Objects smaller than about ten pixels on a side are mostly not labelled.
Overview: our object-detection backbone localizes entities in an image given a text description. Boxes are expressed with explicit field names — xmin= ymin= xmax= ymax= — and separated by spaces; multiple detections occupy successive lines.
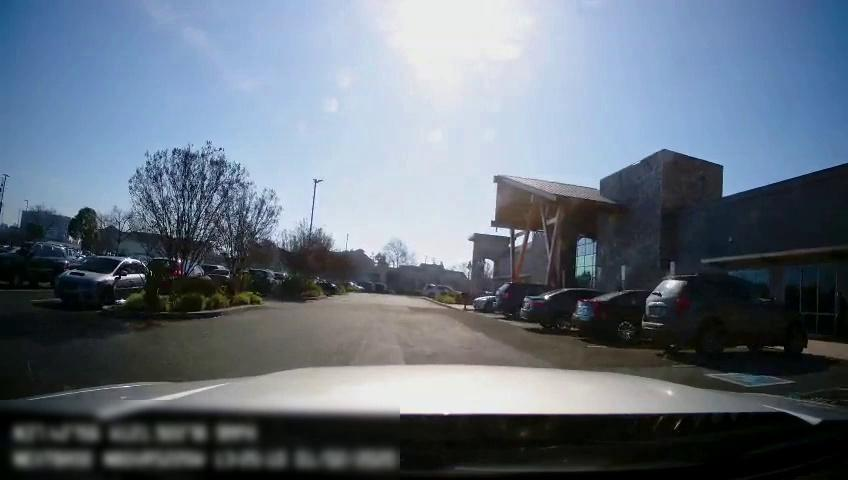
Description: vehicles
xmin=0 ymin=244 xmax=72 ymax=290
xmin=316 ymin=280 xmax=338 ymax=297
xmin=495 ymin=281 xmax=559 ymax=321
xmin=572 ymin=289 xmax=699 ymax=346
xmin=425 ymin=283 xmax=461 ymax=299
xmin=641 ymin=273 xmax=808 ymax=361
xmin=269 ymin=272 xmax=289 ymax=286
xmin=0 ymin=244 xmax=30 ymax=266
xmin=54 ymin=256 xmax=153 ymax=309
xmin=472 ymin=289 xmax=515 ymax=313
xmin=45 ymin=246 xmax=90 ymax=268
xmin=520 ymin=287 xmax=627 ymax=336
xmin=146 ymin=257 xmax=212 ymax=290
xmin=346 ymin=282 xmax=364 ymax=293
xmin=203 ymin=269 xmax=235 ymax=281
xmin=248 ymin=270 xmax=276 ymax=291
